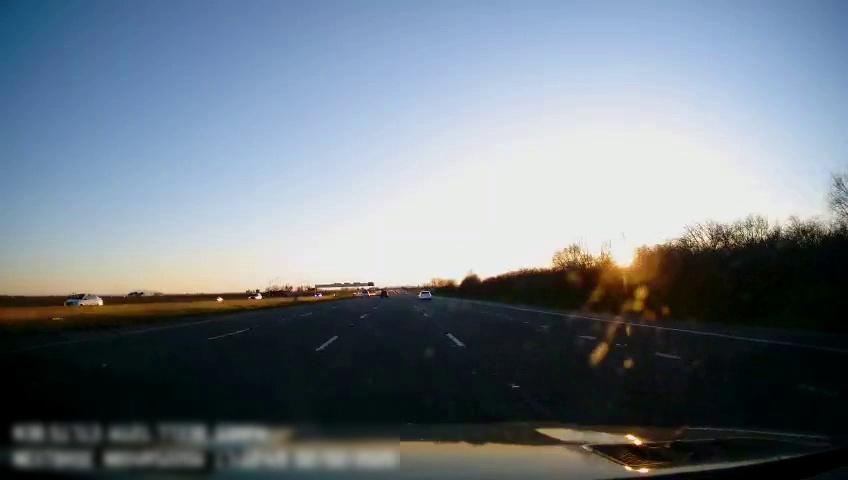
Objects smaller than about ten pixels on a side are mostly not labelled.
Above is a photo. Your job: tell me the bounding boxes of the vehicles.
[208,296,224,302]
[248,293,262,301]
[63,293,104,308]
[418,290,432,301]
